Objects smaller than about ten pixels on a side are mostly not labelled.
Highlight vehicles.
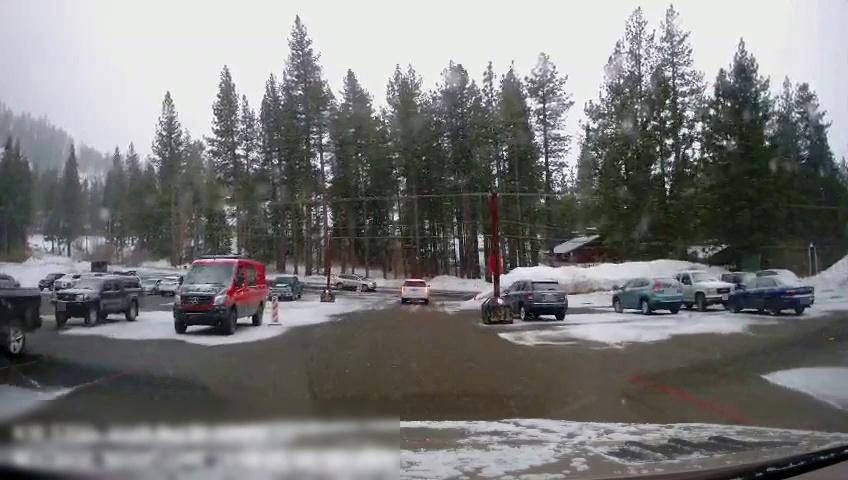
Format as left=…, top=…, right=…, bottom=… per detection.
left=719, top=271, right=752, bottom=286
left=753, top=269, right=811, bottom=285
left=0, top=287, right=44, bottom=360
left=334, top=273, right=377, bottom=293
left=267, top=276, right=305, bottom=301
left=173, top=258, right=267, bottom=337
left=502, top=278, right=569, bottom=322
left=54, top=275, right=145, bottom=329
left=612, top=277, right=691, bottom=316
left=38, top=273, right=66, bottom=292
left=51, top=273, right=80, bottom=291
left=156, top=276, right=183, bottom=296
left=401, top=279, right=428, bottom=304
left=140, top=278, right=159, bottom=296
left=726, top=276, right=817, bottom=316
left=671, top=270, right=736, bottom=312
